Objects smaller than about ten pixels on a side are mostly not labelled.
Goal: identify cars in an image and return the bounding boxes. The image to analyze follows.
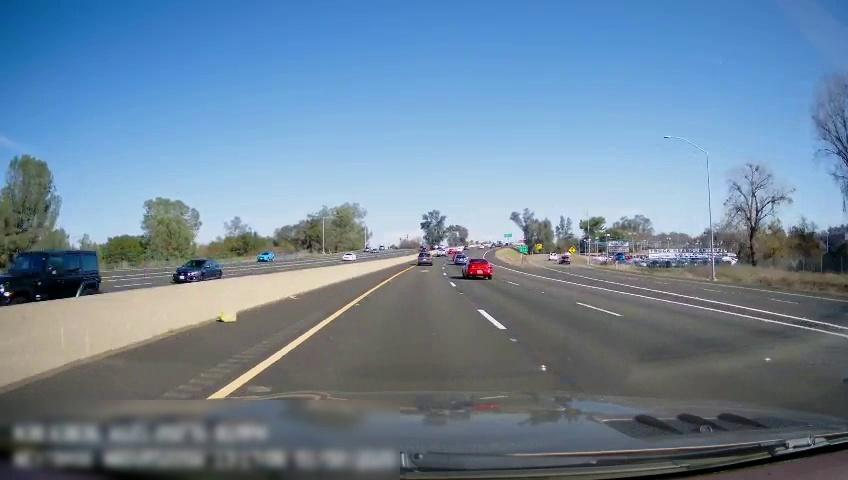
[172,257,225,284]
[462,257,493,280]
[454,254,468,265]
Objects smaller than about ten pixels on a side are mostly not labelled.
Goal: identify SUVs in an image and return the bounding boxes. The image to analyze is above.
[256,251,275,263]
[0,250,102,307]
[416,251,434,266]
